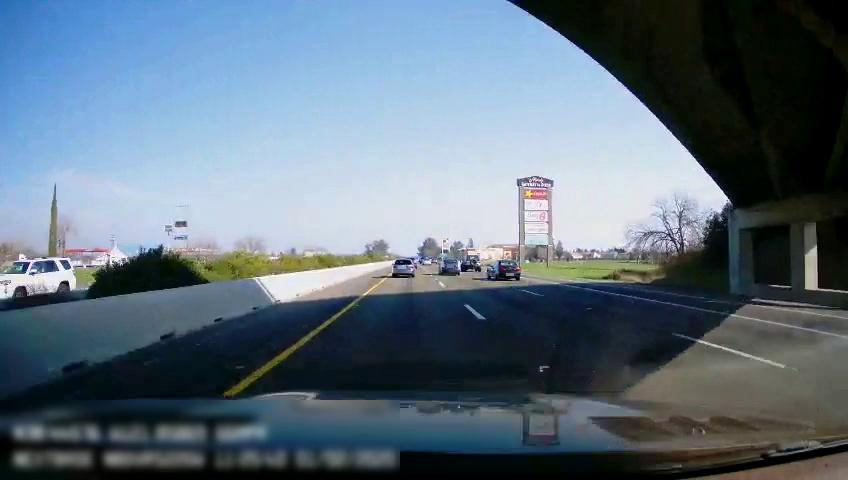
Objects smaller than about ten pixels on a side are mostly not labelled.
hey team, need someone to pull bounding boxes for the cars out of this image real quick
[486,258,522,281]
[421,257,433,266]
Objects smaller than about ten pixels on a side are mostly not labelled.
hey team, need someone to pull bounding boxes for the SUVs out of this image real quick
[0,257,77,308]
[459,255,482,272]
[389,257,416,279]
[438,256,463,276]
